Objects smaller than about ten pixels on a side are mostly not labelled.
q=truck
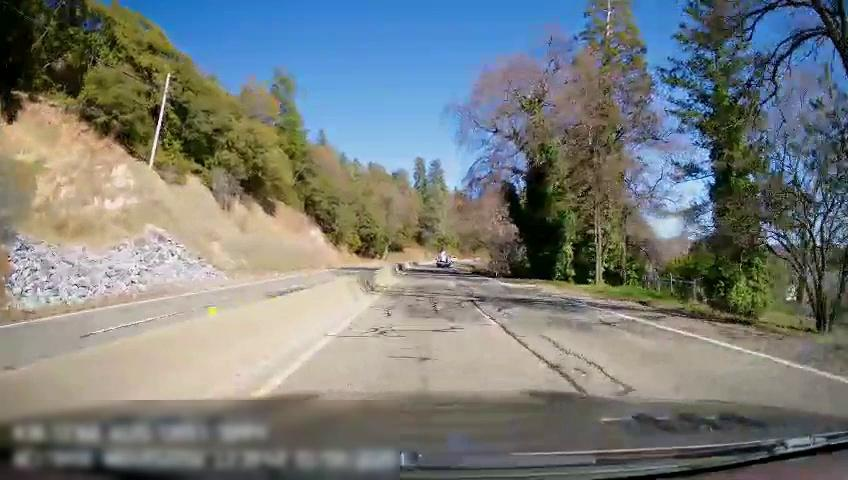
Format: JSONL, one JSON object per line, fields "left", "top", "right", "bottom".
{"left": 436, "top": 249, "right": 451, "bottom": 268}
